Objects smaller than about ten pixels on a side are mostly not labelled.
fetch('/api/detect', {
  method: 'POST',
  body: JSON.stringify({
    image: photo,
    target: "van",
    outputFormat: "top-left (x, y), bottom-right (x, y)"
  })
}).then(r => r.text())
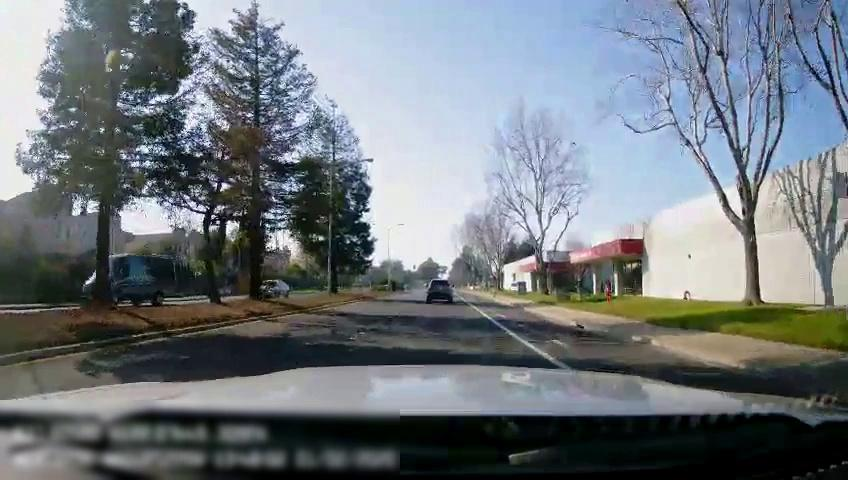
top-left (81, 254), bottom-right (181, 306)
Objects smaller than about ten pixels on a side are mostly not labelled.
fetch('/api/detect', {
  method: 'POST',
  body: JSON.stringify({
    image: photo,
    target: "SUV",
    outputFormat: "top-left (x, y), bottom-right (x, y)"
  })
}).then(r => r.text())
top-left (426, 280), bottom-right (454, 304)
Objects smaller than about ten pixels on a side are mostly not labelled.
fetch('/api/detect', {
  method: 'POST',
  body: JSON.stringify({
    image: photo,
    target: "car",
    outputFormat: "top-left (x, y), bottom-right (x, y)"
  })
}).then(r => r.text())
top-left (260, 279), bottom-right (289, 299)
